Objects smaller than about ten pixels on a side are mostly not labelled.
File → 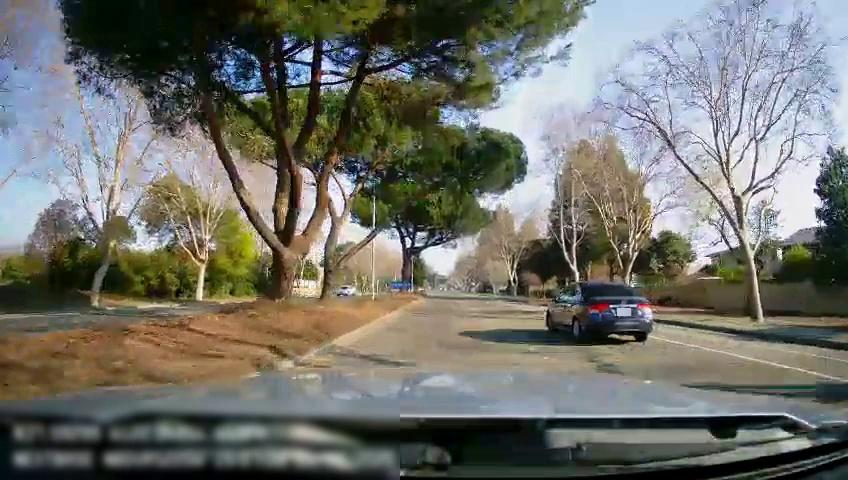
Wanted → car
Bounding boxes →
[545,280,658,346]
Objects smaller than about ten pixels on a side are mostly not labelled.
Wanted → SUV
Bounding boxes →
[334,284,358,297]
